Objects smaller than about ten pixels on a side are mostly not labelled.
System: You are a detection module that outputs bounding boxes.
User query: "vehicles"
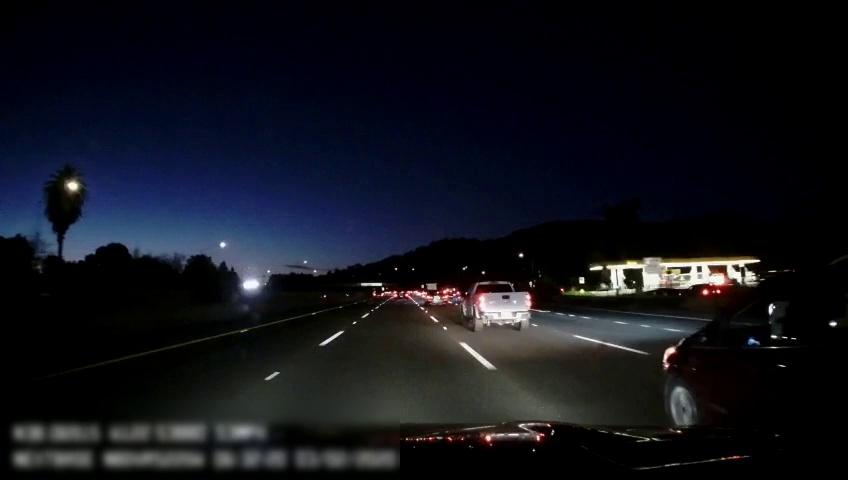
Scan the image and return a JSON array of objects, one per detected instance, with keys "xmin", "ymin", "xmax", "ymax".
[
  {"xmin": 678, "ymin": 283, "xmax": 722, "ymax": 297},
  {"xmin": 427, "ymin": 283, "xmax": 437, "ymax": 290},
  {"xmin": 662, "ymin": 266, "xmax": 848, "ymax": 436},
  {"xmin": 393, "ymin": 290, "xmax": 409, "ymax": 301},
  {"xmin": 821, "ymin": 251, "xmax": 848, "ymax": 269},
  {"xmin": 425, "ymin": 290, "xmax": 446, "ymax": 306},
  {"xmin": 460, "ymin": 281, "xmax": 532, "ymax": 333}
]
